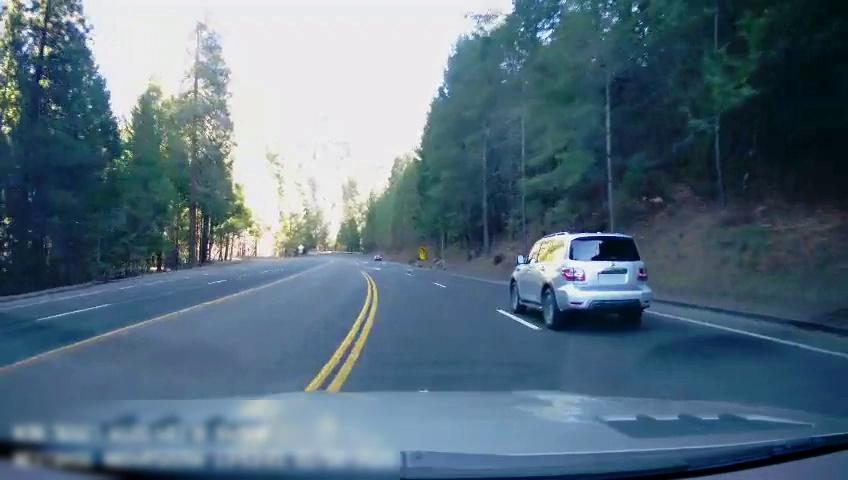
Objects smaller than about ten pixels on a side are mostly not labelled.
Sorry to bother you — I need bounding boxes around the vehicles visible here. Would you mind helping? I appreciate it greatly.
[508,231,654,331]
[373,252,385,262]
